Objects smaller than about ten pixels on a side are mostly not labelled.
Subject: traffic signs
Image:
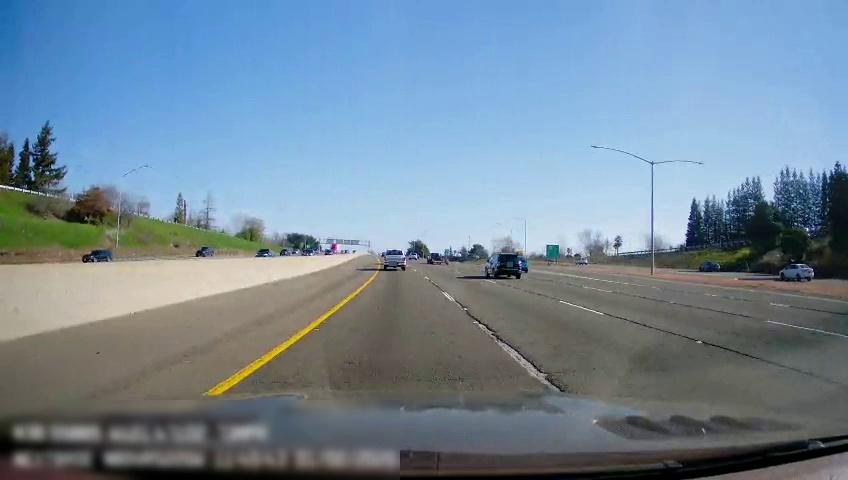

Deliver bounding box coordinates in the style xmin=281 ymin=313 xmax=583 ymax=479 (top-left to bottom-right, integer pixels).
xmin=545 ymin=244 xmax=560 ymax=260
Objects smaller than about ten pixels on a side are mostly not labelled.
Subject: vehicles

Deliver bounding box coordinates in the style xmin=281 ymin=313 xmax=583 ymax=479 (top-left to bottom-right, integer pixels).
xmin=195 ymin=246 xmax=215 ymax=258
xmin=381 ymin=249 xmax=406 ymax=272
xmin=279 ymin=248 xmax=291 ymax=257
xmin=484 ymin=251 xmax=523 ymax=280
xmin=255 ymin=248 xmax=273 ymax=257
xmin=302 ymin=248 xmax=320 ymax=257
xmin=430 ymin=256 xmax=449 ymax=266
xmin=426 ymin=252 xmax=441 ymax=265
xmin=777 ymin=263 xmax=815 ymax=282
xmin=81 ymin=248 xmax=113 ymax=264
xmin=514 ymin=255 xmax=529 ymax=274
xmin=575 ymin=256 xmax=588 ymax=266
xmin=330 ymin=242 xmax=342 ymax=254
xmin=697 ymin=261 xmax=720 ymax=272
